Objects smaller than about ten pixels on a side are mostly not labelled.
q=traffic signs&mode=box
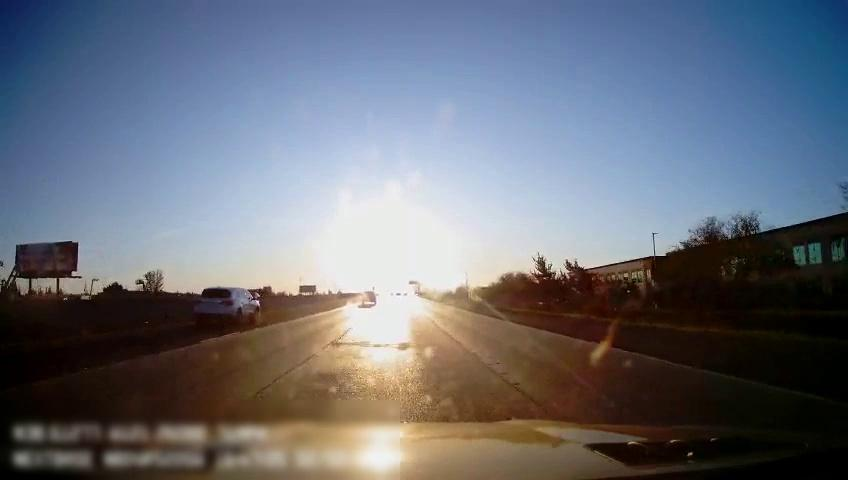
[408,281,419,285]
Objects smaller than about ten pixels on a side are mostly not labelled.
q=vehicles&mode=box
[193,286,261,328]
[362,291,377,305]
